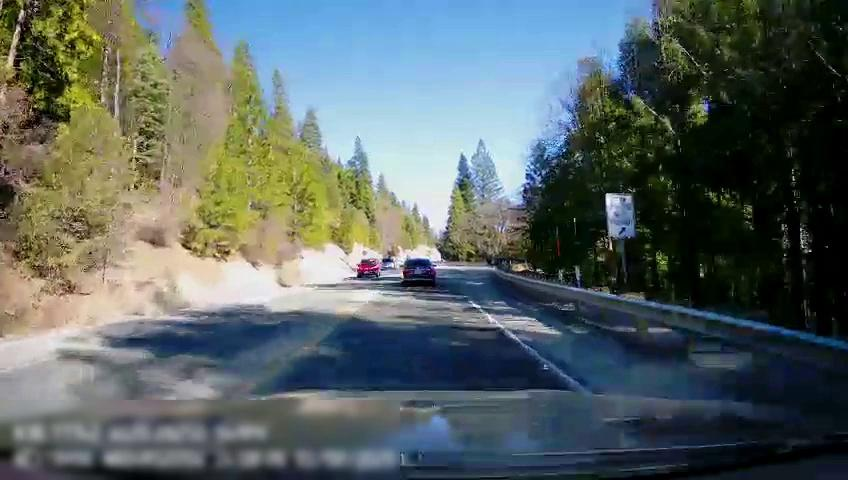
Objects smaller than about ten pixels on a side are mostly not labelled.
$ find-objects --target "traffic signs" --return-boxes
[604,192,636,239]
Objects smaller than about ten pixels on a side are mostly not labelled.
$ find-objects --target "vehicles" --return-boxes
[356,258,382,279]
[381,256,400,271]
[399,258,437,286]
